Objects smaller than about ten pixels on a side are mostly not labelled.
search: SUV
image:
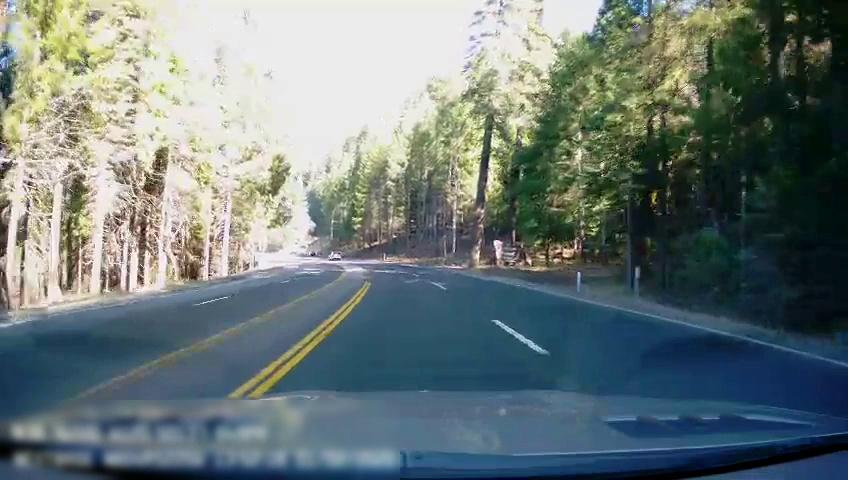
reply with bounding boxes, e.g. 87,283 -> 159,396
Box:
327,250 -> 341,261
